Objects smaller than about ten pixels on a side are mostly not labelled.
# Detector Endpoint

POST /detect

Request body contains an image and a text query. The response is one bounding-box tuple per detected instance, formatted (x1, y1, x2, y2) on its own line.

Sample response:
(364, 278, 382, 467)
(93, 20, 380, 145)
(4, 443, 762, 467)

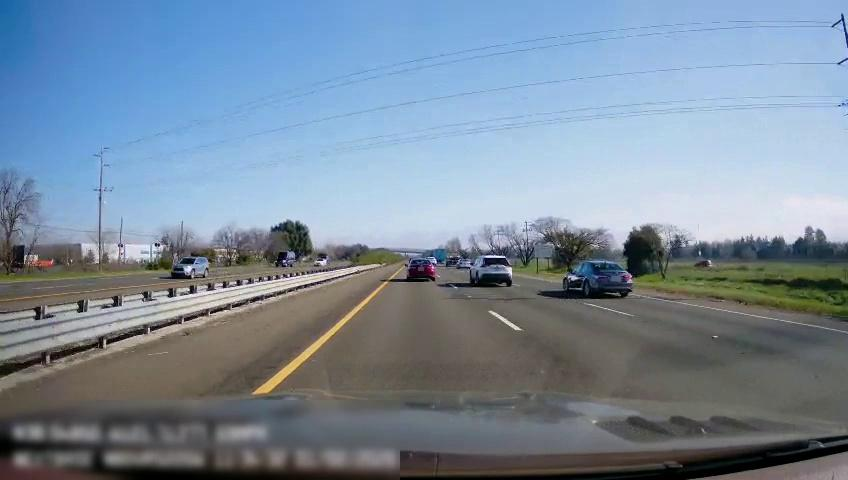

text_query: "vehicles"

(433, 249, 447, 264)
(694, 260, 713, 268)
(469, 255, 513, 288)
(455, 259, 470, 270)
(314, 258, 328, 267)
(171, 256, 209, 280)
(275, 251, 295, 267)
(446, 257, 458, 267)
(564, 259, 636, 298)
(403, 257, 436, 282)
